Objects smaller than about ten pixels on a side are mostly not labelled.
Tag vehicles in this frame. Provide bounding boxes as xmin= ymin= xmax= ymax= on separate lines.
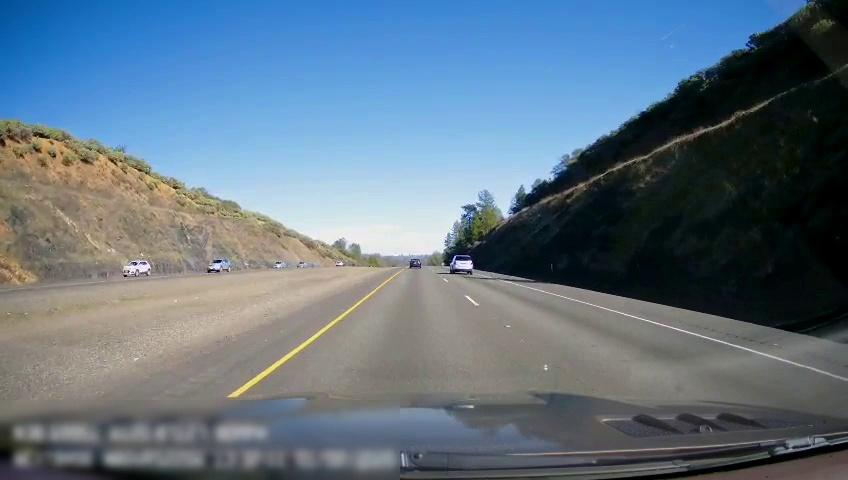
xmin=450 ymin=255 xmax=474 ymax=274
xmin=121 ymin=259 xmax=153 ymax=278
xmin=206 ymin=259 xmax=233 ymax=273
xmin=409 ymin=259 xmax=421 ymax=269
xmin=271 ymin=261 xmax=288 ymax=270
